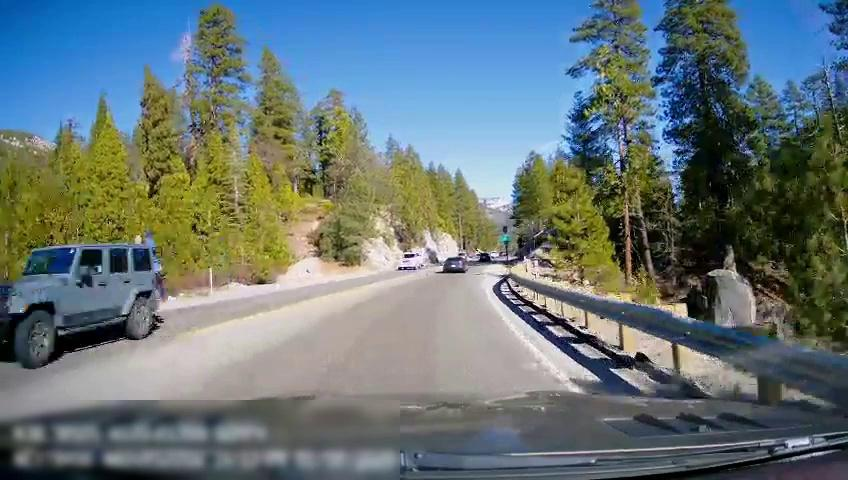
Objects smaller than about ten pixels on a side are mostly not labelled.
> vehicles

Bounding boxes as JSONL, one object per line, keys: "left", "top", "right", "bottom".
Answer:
{"left": 478, "top": 251, "right": 490, "bottom": 262}
{"left": 0, "top": 241, "right": 163, "bottom": 370}
{"left": 443, "top": 255, "right": 465, "bottom": 273}
{"left": 398, "top": 253, "right": 425, "bottom": 271}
